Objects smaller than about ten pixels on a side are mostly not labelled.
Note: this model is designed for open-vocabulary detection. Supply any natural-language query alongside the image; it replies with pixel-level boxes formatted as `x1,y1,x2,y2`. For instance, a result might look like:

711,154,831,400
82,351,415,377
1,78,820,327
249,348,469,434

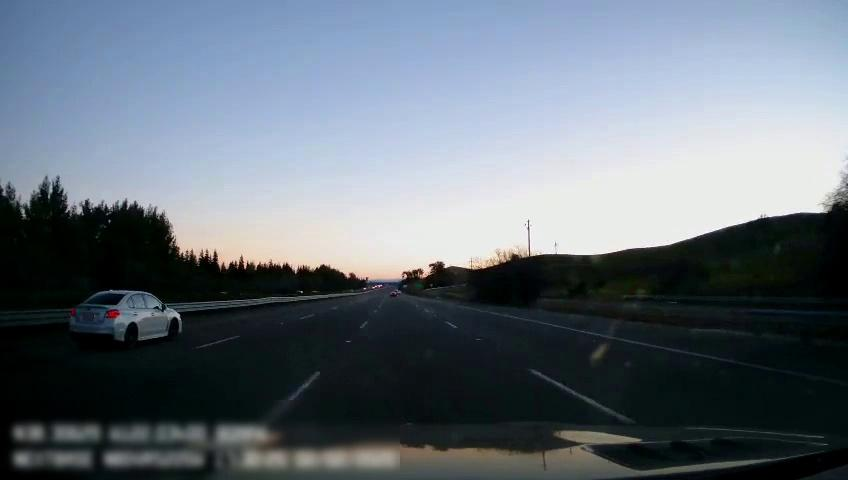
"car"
68,290,182,350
